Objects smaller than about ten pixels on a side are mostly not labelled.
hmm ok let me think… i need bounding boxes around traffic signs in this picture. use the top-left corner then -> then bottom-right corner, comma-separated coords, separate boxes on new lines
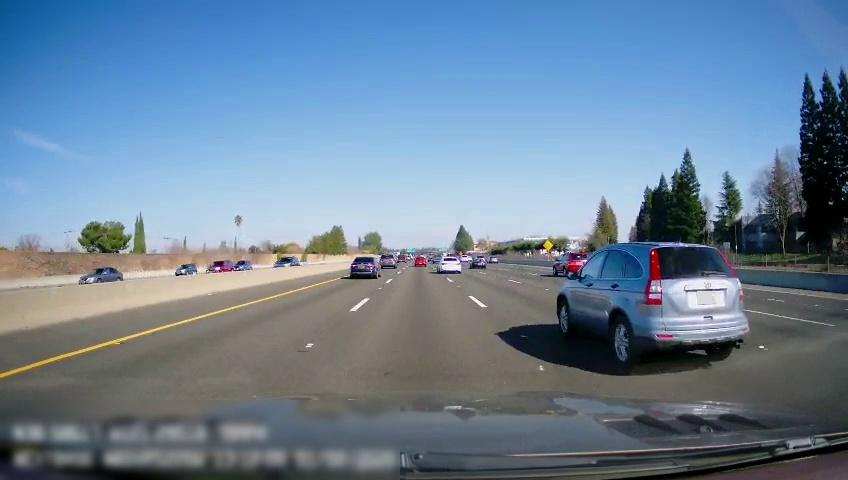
542,240 -> 554,251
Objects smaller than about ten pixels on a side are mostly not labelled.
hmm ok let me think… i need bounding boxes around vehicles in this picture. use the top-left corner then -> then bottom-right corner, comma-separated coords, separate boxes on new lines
469,257 -> 487,270
350,257 -> 382,280
232,260 -> 253,272
396,253 -> 407,264
486,255 -> 499,265
379,254 -> 396,270
174,263 -> 199,277
551,251 -> 596,278
207,260 -> 236,274
272,256 -> 302,269
77,266 -> 123,286
437,255 -> 462,274
555,240 -> 753,368
414,256 -> 427,268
